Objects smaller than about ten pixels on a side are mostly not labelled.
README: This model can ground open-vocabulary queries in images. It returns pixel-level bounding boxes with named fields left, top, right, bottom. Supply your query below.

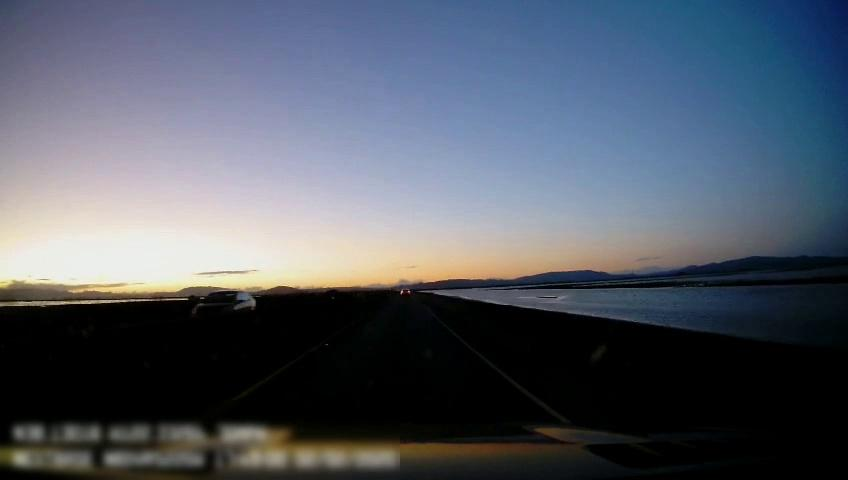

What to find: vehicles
left=399, top=288, right=411, bottom=297
left=191, top=290, right=257, bottom=317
